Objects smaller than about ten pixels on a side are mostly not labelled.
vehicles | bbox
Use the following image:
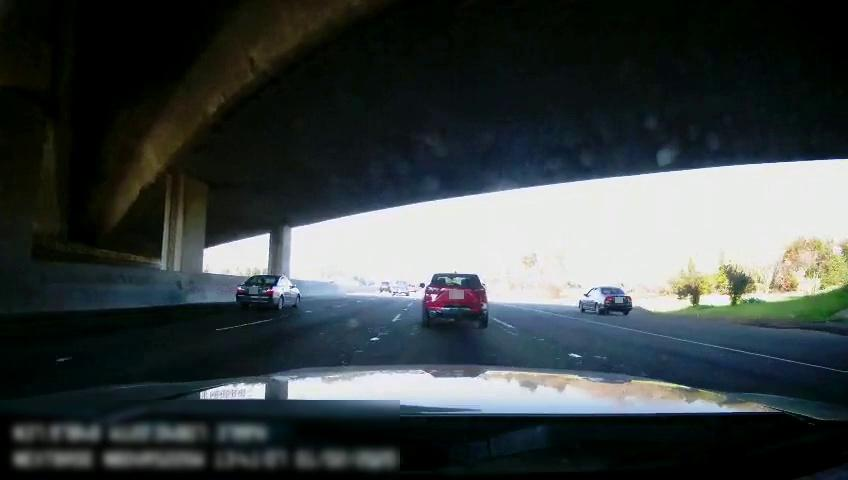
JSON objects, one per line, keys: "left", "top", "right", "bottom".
{"left": 378, "top": 280, "right": 392, "bottom": 293}
{"left": 578, "top": 285, "right": 632, "bottom": 316}
{"left": 234, "top": 274, "right": 302, "bottom": 314}
{"left": 389, "top": 279, "right": 411, "bottom": 296}
{"left": 418, "top": 272, "right": 489, "bottom": 329}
